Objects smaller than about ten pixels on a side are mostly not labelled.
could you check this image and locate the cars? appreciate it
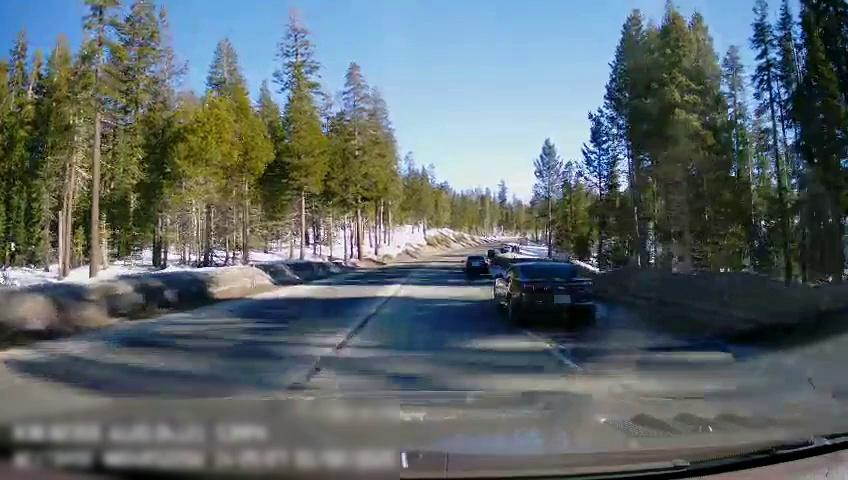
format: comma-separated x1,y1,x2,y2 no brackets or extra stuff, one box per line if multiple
463,254,489,276
493,262,594,328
